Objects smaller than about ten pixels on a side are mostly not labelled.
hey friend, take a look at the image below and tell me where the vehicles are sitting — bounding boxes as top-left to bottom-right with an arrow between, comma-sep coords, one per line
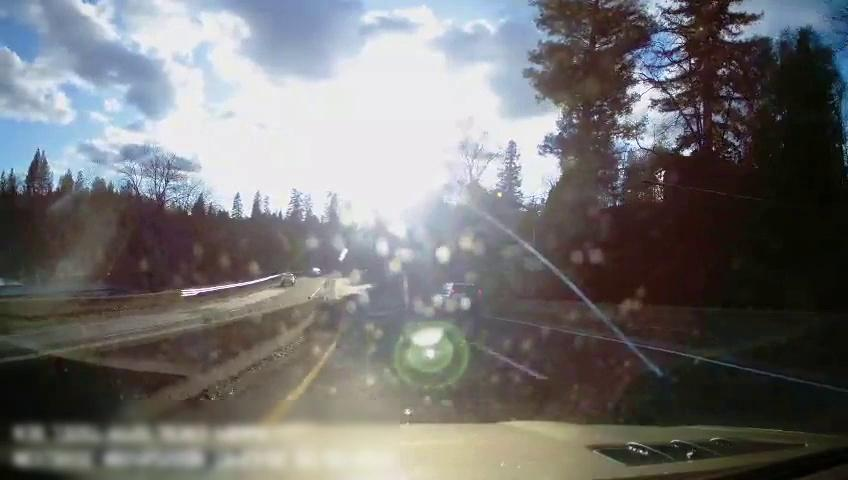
432,280 -> 480,317
281,273 -> 295,286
